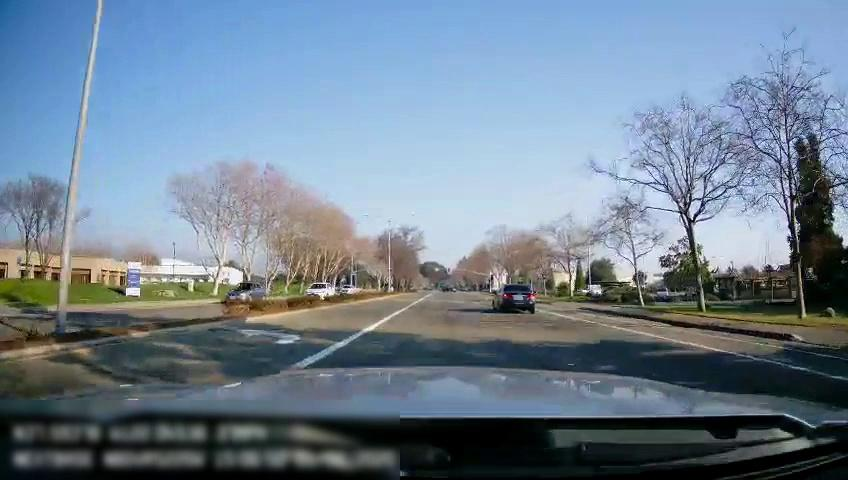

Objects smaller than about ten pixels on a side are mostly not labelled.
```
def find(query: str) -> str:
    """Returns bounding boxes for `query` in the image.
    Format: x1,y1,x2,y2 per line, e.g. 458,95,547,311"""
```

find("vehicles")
490,283,537,314
303,282,336,300
339,284,356,297
222,281,267,305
